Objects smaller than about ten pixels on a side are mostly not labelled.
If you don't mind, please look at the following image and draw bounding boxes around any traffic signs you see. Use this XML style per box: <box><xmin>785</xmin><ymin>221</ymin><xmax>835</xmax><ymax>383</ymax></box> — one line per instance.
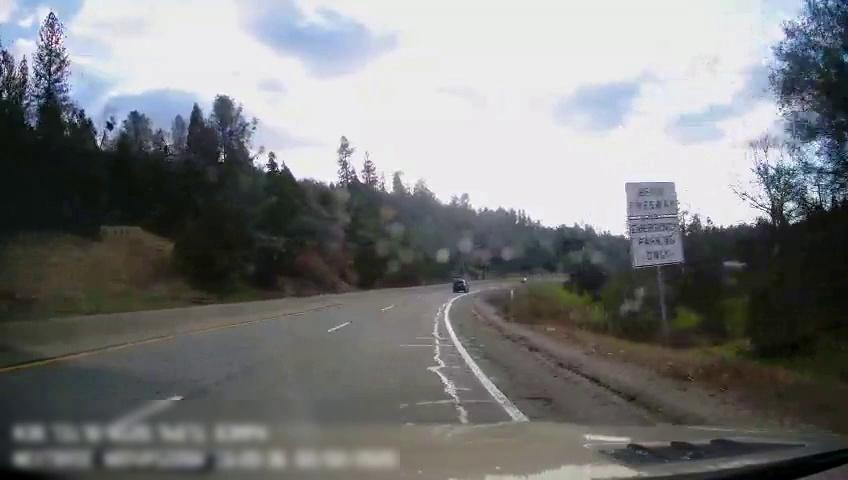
<box><xmin>624</xmin><ymin>181</ymin><xmax>679</xmax><ymax>217</ymax></box>
<box><xmin>626</xmin><ymin>215</ymin><xmax>685</xmax><ymax>269</ymax></box>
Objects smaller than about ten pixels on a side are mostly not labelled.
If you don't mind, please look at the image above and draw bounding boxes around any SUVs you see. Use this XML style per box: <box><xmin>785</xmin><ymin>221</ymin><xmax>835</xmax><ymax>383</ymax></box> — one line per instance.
<box><xmin>452</xmin><ymin>278</ymin><xmax>469</xmax><ymax>293</ymax></box>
